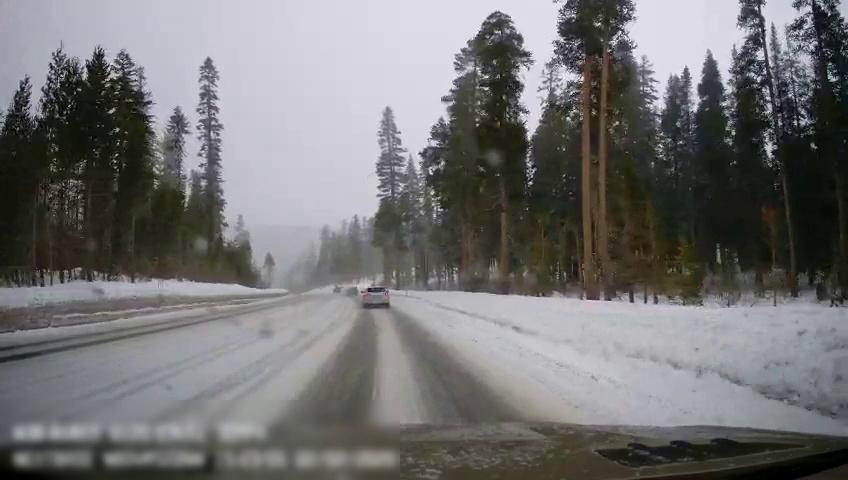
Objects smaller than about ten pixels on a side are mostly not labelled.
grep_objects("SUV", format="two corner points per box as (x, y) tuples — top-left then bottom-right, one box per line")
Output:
(359, 286), (390, 310)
